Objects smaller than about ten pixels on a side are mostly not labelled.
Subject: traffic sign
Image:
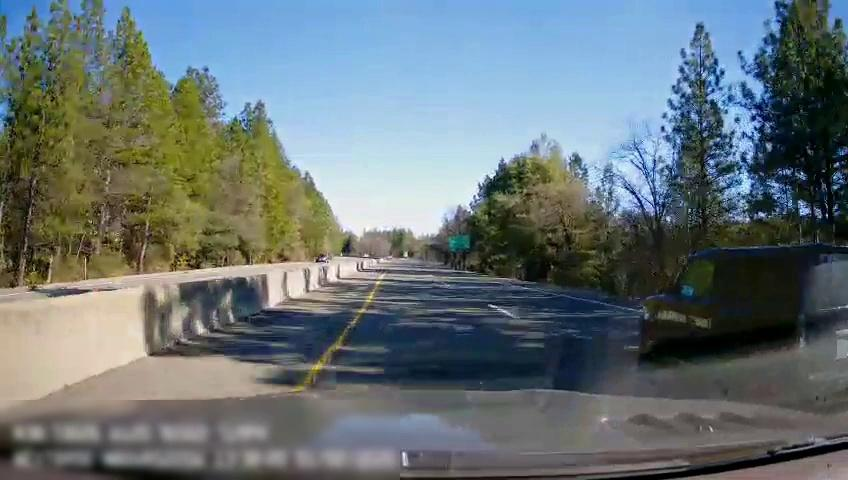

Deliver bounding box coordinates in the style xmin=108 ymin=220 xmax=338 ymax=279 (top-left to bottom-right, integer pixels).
xmin=448 ymin=235 xmax=471 ymax=248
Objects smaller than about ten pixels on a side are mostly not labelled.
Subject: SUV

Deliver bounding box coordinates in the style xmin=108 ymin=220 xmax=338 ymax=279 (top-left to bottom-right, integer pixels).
xmin=316 ymin=253 xmax=329 ymax=265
